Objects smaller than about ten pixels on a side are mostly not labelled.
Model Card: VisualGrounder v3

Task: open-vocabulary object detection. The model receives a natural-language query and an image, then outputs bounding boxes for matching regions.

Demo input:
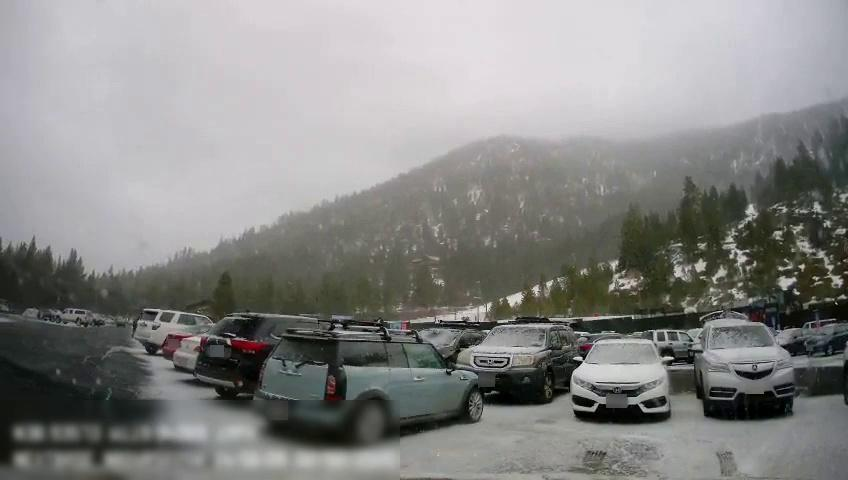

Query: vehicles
[420,328,492,362]
[161,333,181,361]
[133,308,216,354]
[688,329,702,344]
[54,308,95,328]
[775,327,822,353]
[578,333,633,358]
[173,335,200,373]
[692,318,797,421]
[194,315,323,400]
[803,323,848,357]
[569,339,676,424]
[455,324,582,405]
[640,330,697,363]
[252,332,486,448]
